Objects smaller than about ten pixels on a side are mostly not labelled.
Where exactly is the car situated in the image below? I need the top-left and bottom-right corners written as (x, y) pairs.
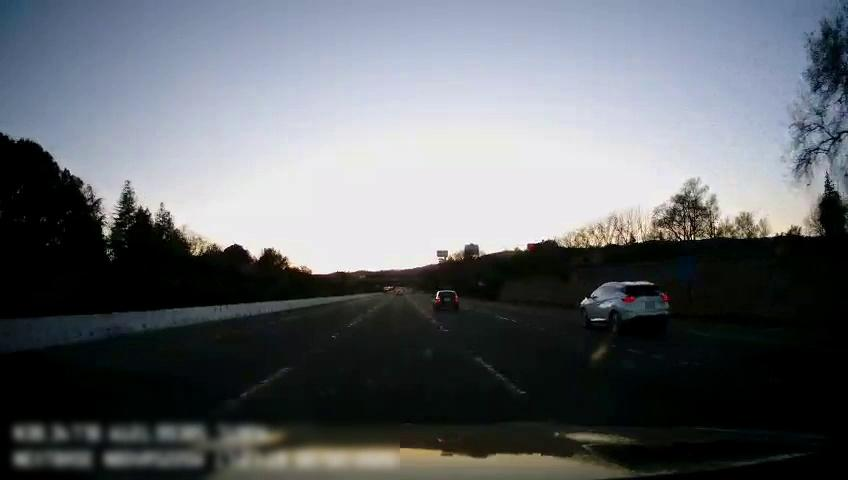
top-left (432, 291), bottom-right (459, 313)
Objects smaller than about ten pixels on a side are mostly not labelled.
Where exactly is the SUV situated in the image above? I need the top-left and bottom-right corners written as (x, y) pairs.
top-left (579, 280), bottom-right (670, 336)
